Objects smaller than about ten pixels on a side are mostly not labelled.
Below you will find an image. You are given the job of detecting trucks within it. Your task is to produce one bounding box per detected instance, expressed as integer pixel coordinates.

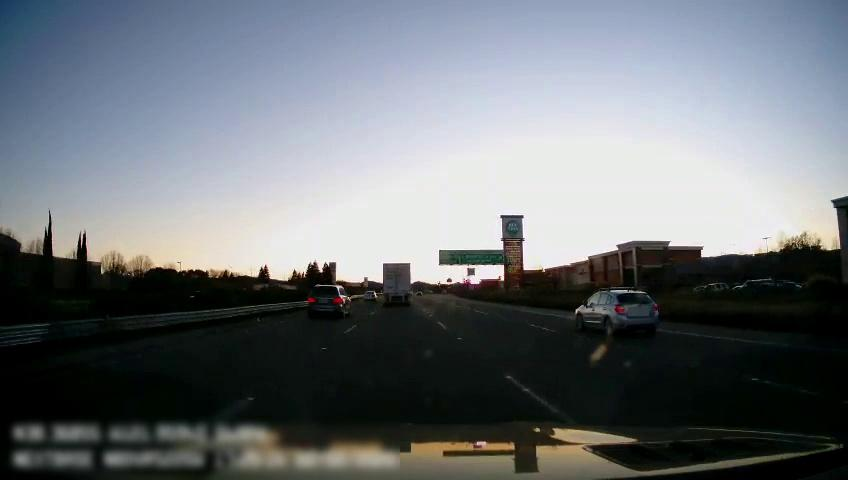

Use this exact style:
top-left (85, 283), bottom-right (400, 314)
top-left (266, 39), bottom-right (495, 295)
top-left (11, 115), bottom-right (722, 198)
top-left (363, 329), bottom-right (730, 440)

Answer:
top-left (383, 263), bottom-right (411, 305)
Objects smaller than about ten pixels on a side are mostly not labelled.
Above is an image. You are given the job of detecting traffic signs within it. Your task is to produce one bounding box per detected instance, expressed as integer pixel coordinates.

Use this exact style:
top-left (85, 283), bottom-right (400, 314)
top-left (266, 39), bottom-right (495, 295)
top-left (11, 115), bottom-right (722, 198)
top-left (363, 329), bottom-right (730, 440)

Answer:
top-left (438, 249), bottom-right (505, 265)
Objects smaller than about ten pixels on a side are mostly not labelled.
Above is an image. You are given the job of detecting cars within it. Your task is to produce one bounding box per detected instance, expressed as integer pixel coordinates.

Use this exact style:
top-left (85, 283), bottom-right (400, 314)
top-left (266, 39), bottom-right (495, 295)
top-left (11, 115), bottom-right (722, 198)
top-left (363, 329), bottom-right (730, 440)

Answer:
top-left (363, 291), bottom-right (378, 303)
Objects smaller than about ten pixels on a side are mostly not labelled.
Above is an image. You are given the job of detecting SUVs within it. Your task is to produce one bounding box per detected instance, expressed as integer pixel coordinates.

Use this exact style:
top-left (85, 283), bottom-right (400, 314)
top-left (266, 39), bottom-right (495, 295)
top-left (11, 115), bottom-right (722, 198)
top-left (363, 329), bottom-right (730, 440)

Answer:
top-left (574, 289), bottom-right (659, 343)
top-left (307, 285), bottom-right (352, 320)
